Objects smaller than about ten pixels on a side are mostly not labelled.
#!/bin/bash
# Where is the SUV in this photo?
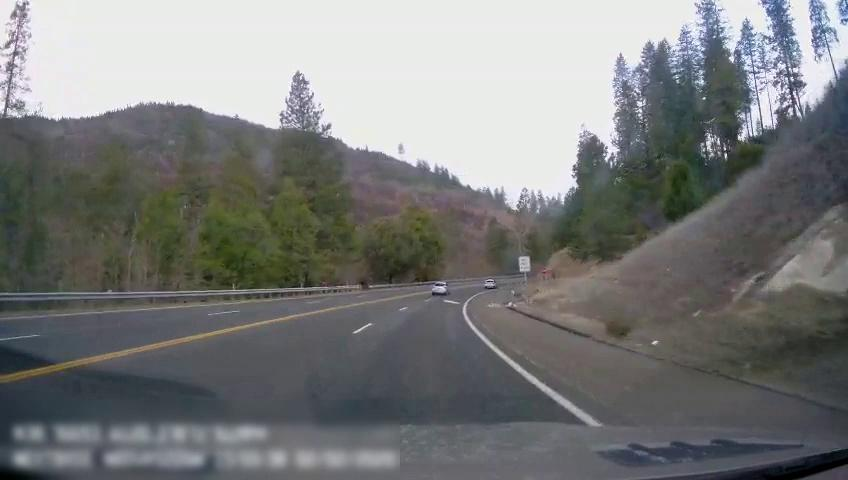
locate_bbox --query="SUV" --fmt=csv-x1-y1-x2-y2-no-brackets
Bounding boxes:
432,282,449,296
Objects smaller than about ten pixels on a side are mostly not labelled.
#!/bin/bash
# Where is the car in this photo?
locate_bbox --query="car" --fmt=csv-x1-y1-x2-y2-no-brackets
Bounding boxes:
484,279,497,289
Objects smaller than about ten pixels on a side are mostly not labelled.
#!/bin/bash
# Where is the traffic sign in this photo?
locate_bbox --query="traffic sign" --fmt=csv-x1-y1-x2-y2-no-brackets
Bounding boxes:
518,256,531,273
